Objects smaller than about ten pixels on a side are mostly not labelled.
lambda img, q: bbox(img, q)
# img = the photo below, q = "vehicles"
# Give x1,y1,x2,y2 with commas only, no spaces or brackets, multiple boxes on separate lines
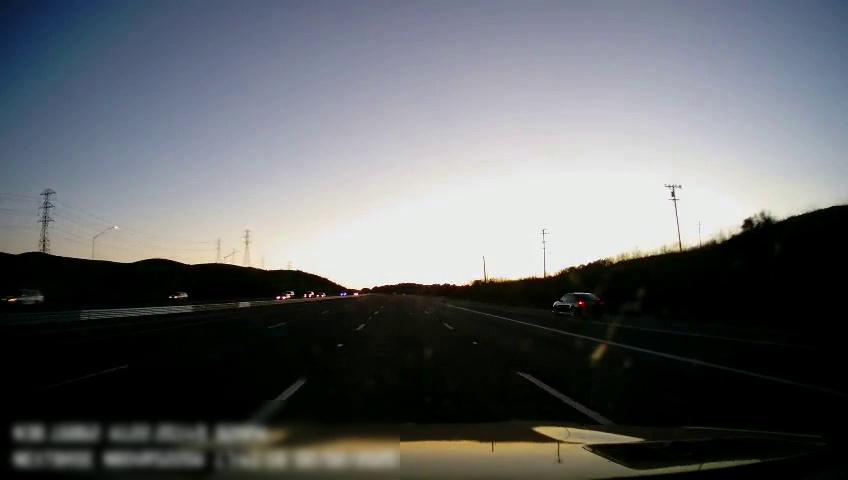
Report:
0,287,45,307
303,290,315,298
551,291,605,319
275,292,291,301
168,291,189,301
285,290,295,298
316,291,326,298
